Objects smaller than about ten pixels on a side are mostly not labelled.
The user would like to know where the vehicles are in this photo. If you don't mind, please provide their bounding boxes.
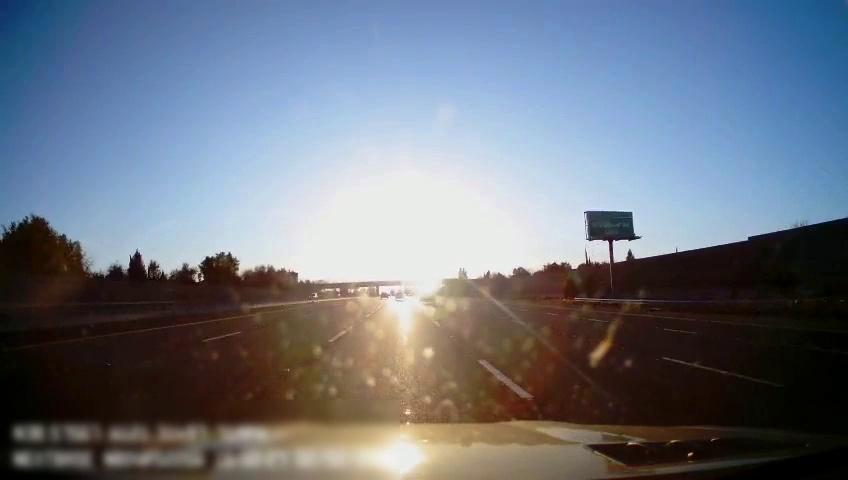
[420,296,436,304]
[380,292,389,300]
[394,291,404,301]
[308,292,319,300]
